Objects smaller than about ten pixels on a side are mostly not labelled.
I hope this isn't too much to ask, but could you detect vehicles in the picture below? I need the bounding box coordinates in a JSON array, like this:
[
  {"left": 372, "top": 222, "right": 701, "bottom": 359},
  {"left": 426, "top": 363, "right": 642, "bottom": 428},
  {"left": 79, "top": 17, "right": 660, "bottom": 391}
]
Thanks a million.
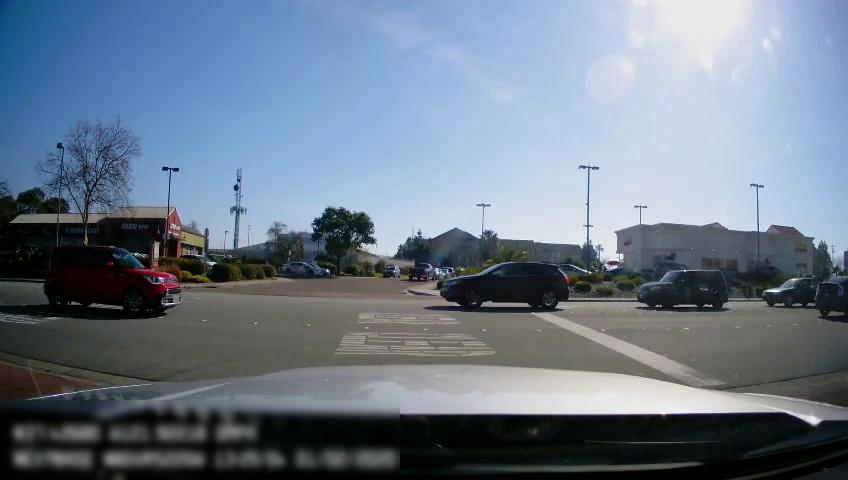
[
  {"left": 434, "top": 268, "right": 446, "bottom": 280},
  {"left": 763, "top": 278, "right": 821, "bottom": 309},
  {"left": 440, "top": 261, "right": 569, "bottom": 312},
  {"left": 408, "top": 263, "right": 436, "bottom": 281},
  {"left": 384, "top": 267, "right": 401, "bottom": 280},
  {"left": 636, "top": 270, "right": 729, "bottom": 311},
  {"left": 816, "top": 275, "right": 848, "bottom": 317},
  {"left": 43, "top": 245, "right": 184, "bottom": 319}
]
